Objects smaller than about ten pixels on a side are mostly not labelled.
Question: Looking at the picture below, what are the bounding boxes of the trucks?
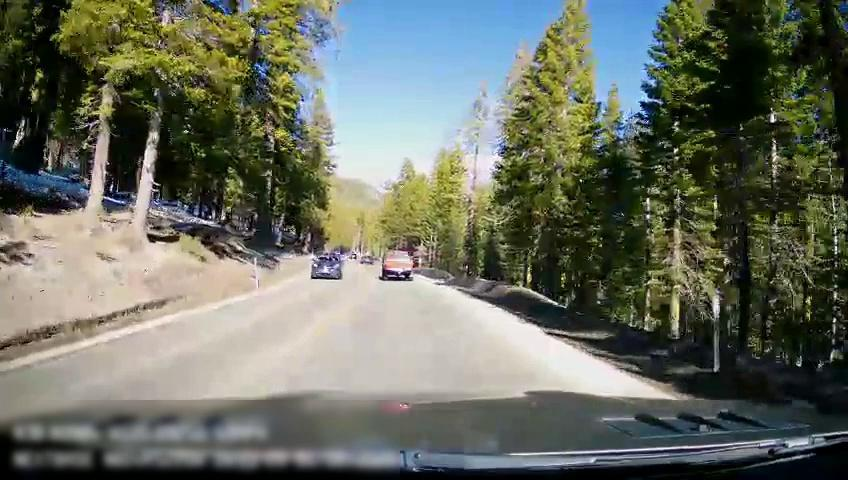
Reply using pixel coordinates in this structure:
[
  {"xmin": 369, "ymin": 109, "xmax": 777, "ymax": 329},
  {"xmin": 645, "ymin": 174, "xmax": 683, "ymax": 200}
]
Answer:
[{"xmin": 380, "ymin": 249, "xmax": 415, "ymax": 282}]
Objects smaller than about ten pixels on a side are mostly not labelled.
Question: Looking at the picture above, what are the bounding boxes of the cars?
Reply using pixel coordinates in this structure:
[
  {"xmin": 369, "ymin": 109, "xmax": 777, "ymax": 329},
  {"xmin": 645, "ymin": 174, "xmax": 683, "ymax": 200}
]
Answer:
[
  {"xmin": 359, "ymin": 254, "xmax": 375, "ymax": 265},
  {"xmin": 310, "ymin": 254, "xmax": 343, "ymax": 279}
]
